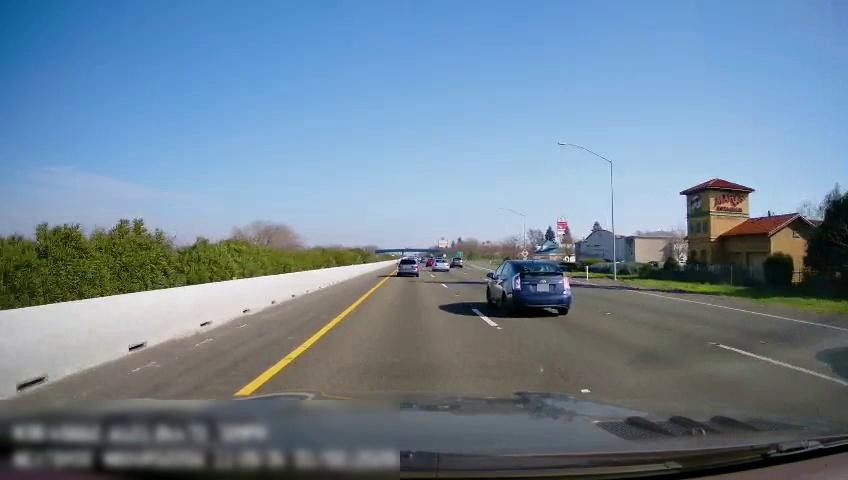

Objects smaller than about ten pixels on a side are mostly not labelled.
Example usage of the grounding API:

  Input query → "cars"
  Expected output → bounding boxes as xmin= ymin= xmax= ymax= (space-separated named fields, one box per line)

xmin=423 ymin=258 xmax=433 ymax=266
xmin=431 ymin=258 xmax=450 ymax=272
xmin=485 ymin=259 xmax=573 ymax=319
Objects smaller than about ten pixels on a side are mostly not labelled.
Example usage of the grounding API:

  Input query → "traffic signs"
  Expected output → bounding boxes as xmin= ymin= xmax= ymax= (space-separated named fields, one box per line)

xmin=519 ymin=248 xmax=529 ymax=259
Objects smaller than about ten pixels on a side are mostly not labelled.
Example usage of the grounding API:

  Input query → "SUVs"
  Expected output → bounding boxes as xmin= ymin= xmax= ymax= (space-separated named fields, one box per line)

xmin=397 ymin=257 xmax=420 ymax=276
xmin=449 ymin=256 xmax=464 ymax=269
